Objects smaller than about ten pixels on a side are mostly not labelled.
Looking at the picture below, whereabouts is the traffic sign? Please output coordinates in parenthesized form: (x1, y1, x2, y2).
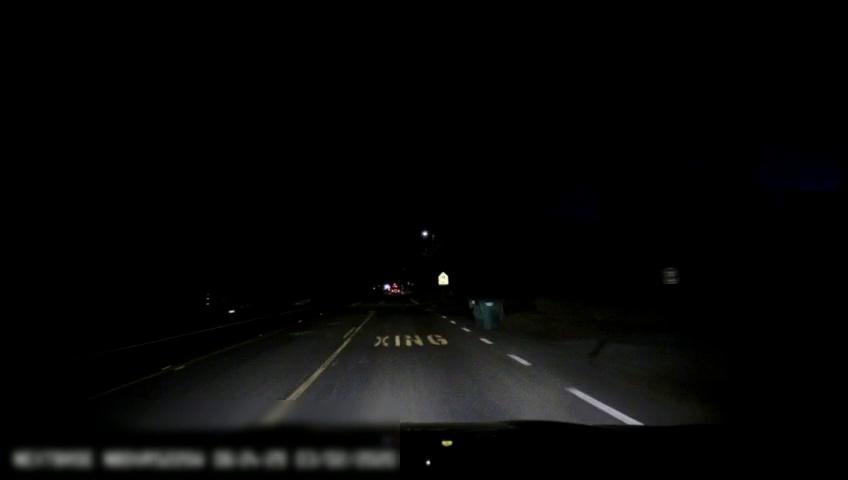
(438, 272, 449, 286)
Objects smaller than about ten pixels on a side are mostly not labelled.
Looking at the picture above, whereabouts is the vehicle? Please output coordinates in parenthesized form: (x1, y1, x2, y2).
(293, 295, 311, 307)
